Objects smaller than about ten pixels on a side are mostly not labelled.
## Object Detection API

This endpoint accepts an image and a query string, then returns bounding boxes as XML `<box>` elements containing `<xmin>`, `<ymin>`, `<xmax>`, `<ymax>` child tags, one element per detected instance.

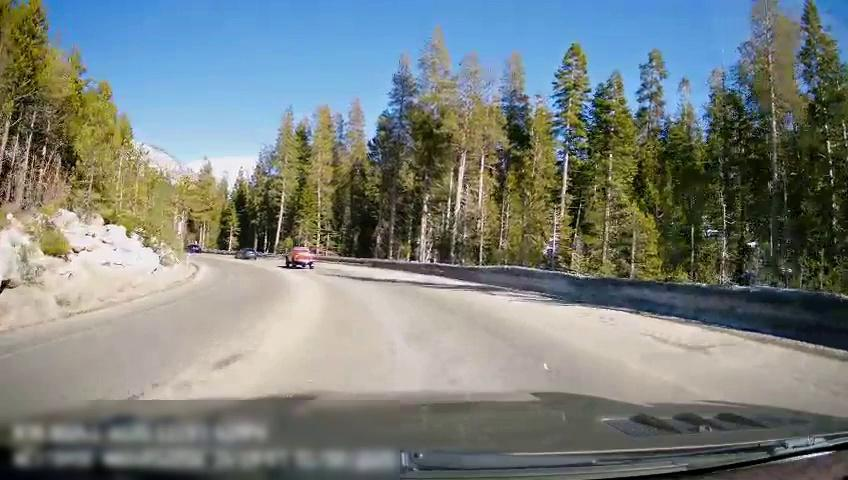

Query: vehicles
<box><xmin>234</xmin><ymin>247</ymin><xmax>256</xmax><ymax>260</ymax></box>
<box><xmin>190</xmin><ymin>244</ymin><xmax>202</xmax><ymax>253</ymax></box>
<box><xmin>284</xmin><ymin>246</ymin><xmax>317</xmax><ymax>269</ymax></box>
